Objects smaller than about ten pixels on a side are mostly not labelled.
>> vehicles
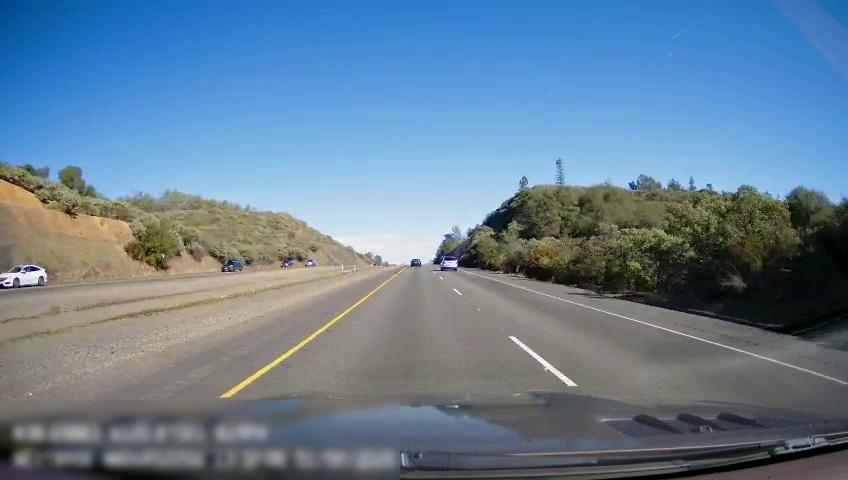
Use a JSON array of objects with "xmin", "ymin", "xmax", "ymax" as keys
[
  {"xmin": 440, "ymin": 257, "xmax": 459, "ymax": 271},
  {"xmin": 0, "ymin": 263, "xmax": 49, "ymax": 290},
  {"xmin": 220, "ymin": 259, "xmax": 244, "ymax": 273},
  {"xmin": 410, "ymin": 259, "xmax": 421, "ymax": 268}
]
